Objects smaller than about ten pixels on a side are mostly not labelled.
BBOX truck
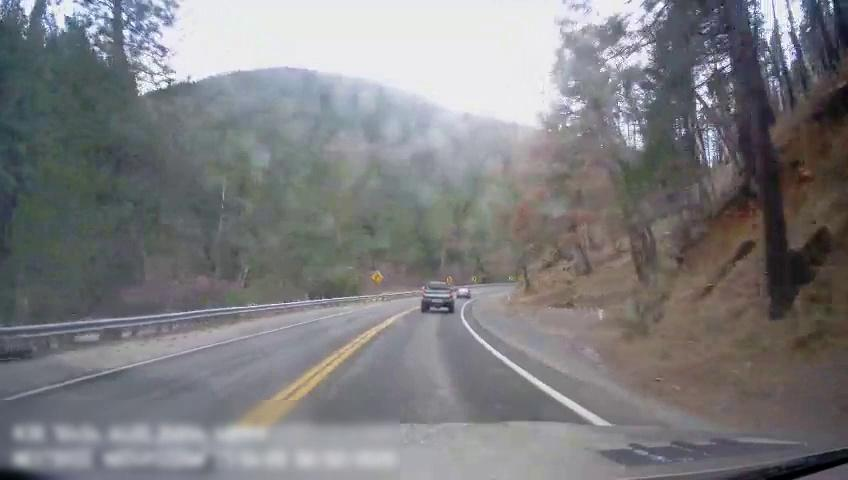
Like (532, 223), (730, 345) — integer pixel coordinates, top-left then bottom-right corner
(420, 280), (456, 314)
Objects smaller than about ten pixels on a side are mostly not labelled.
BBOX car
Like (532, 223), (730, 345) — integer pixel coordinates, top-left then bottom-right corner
(455, 286), (471, 300)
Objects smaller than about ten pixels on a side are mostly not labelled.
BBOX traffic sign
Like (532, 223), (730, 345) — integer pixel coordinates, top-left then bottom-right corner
(372, 271), (384, 283)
